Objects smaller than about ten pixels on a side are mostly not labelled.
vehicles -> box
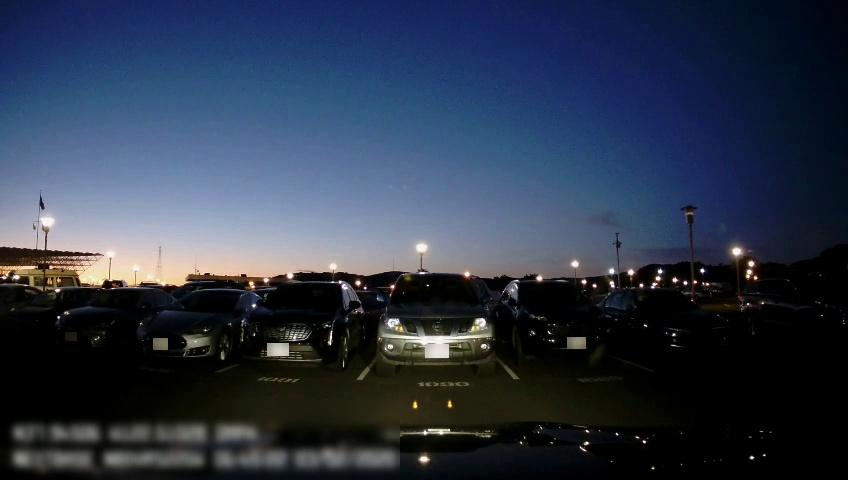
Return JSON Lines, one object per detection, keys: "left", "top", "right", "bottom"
{"left": 101, "top": 279, "right": 128, "bottom": 290}
{"left": 487, "top": 277, "right": 610, "bottom": 368}
{"left": 0, "top": 283, "right": 46, "bottom": 323}
{"left": 1, "top": 288, "right": 107, "bottom": 337}
{"left": 592, "top": 288, "right": 740, "bottom": 371}
{"left": 0, "top": 266, "right": 80, "bottom": 291}
{"left": 134, "top": 288, "right": 265, "bottom": 366}
{"left": 738, "top": 276, "right": 848, "bottom": 345}
{"left": 237, "top": 277, "right": 372, "bottom": 374}
{"left": 51, "top": 287, "right": 177, "bottom": 355}
{"left": 371, "top": 271, "right": 505, "bottom": 379}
